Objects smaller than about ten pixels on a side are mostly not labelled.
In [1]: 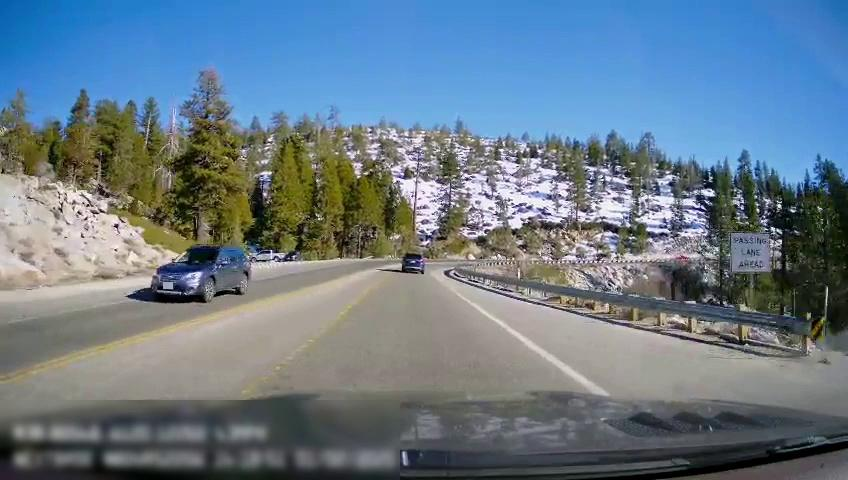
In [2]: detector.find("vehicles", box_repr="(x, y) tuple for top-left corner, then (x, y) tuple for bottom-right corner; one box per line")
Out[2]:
(284, 250), (303, 262)
(149, 243), (253, 303)
(401, 252), (426, 274)
(250, 249), (288, 263)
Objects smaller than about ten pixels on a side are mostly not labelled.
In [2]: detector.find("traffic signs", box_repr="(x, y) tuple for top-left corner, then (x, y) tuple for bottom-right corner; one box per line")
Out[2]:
(729, 231), (774, 275)
(809, 314), (828, 344)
